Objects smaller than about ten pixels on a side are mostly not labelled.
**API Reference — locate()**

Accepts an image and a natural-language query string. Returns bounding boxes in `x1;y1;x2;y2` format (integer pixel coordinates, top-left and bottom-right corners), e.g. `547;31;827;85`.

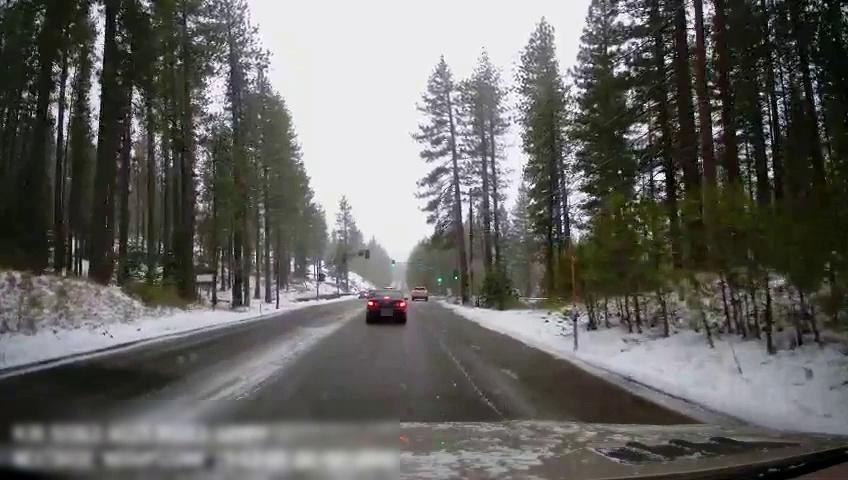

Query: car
366;288;408;325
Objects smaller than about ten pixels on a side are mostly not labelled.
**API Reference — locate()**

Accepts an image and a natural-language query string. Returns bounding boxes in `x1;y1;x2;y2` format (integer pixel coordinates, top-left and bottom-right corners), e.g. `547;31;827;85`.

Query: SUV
411;285;429;302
